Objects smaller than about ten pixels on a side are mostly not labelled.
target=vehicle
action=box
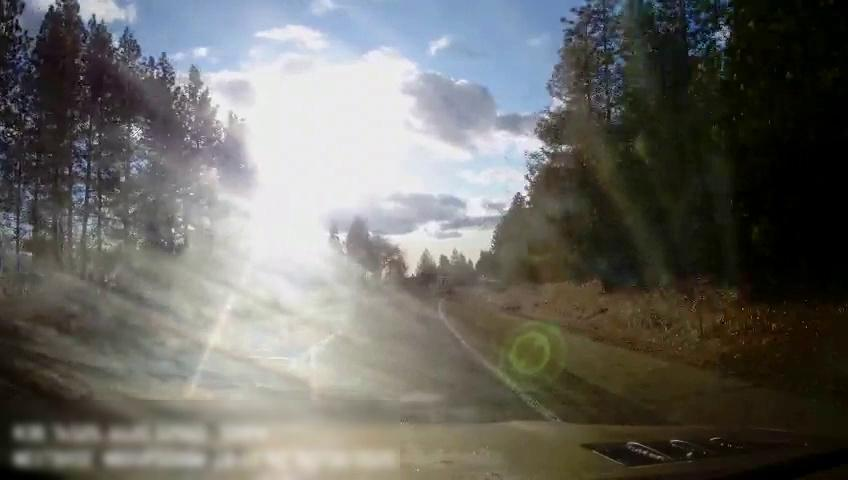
[437,277,457,297]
